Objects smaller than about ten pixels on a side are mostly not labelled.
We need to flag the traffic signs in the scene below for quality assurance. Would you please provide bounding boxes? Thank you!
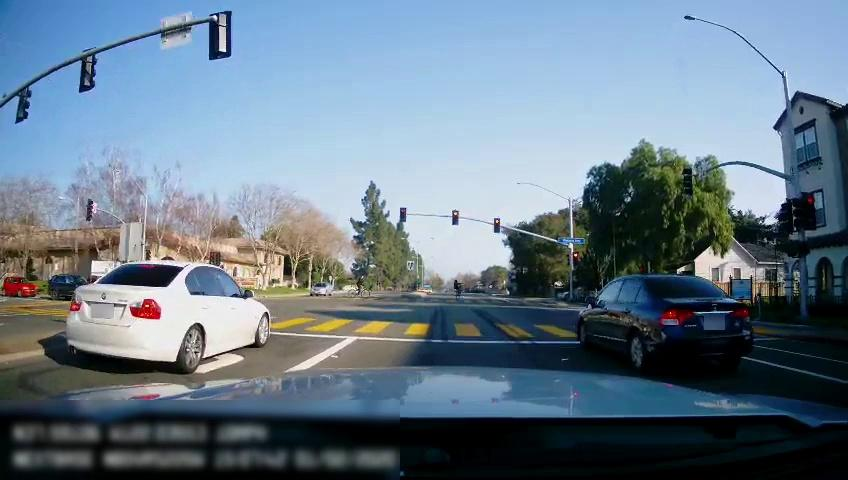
[561,237,588,246]
[406,259,417,272]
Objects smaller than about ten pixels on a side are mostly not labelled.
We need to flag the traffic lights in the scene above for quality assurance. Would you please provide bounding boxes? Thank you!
[85,197,95,223]
[790,198,801,227]
[78,49,97,93]
[14,86,34,124]
[681,166,693,197]
[399,206,409,223]
[493,217,501,233]
[146,247,152,260]
[801,190,817,229]
[572,250,582,266]
[208,8,235,62]
[451,209,459,225]
[780,199,793,232]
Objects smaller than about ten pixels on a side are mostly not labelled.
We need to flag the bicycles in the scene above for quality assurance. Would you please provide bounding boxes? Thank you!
[356,277,365,295]
[452,278,464,293]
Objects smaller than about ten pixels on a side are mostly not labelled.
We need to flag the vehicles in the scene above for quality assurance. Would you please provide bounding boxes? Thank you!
[0,276,38,299]
[64,260,272,376]
[556,291,569,301]
[575,272,754,372]
[46,271,87,300]
[309,281,334,298]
